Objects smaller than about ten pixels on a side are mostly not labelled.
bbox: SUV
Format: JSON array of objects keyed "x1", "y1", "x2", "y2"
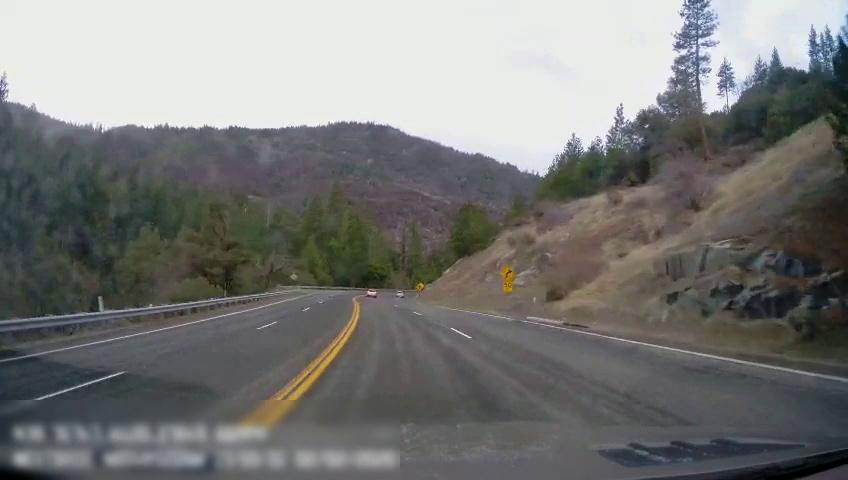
[{"x1": 366, "y1": 288, "x2": 377, "y2": 298}]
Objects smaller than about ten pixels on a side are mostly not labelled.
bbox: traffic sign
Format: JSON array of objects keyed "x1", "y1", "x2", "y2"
[{"x1": 502, "y1": 266, "x2": 515, "y2": 281}]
